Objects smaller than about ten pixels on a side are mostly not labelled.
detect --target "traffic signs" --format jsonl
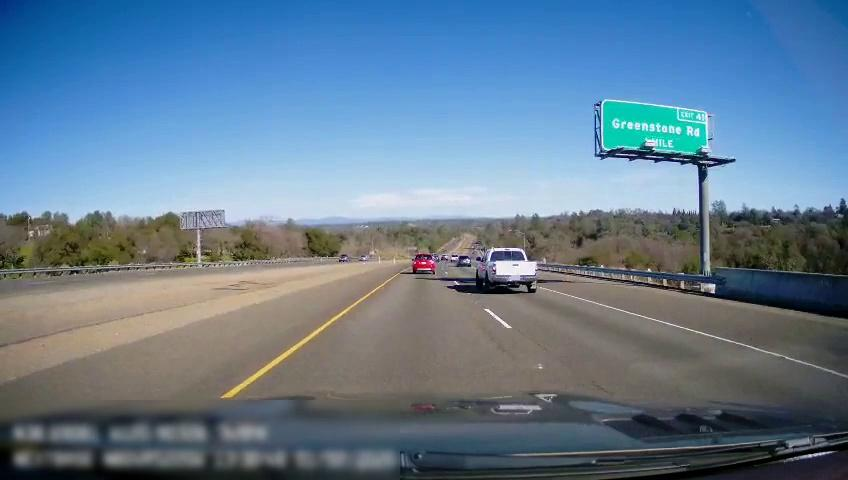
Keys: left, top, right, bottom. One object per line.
{"left": 600, "top": 98, "right": 709, "bottom": 158}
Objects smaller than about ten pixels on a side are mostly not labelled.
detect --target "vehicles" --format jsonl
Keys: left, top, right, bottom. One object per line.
{"left": 456, "top": 256, "right": 472, "bottom": 268}
{"left": 336, "top": 254, "right": 351, "bottom": 263}
{"left": 474, "top": 248, "right": 538, "bottom": 292}
{"left": 449, "top": 255, "right": 459, "bottom": 263}
{"left": 412, "top": 254, "right": 435, "bottom": 273}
